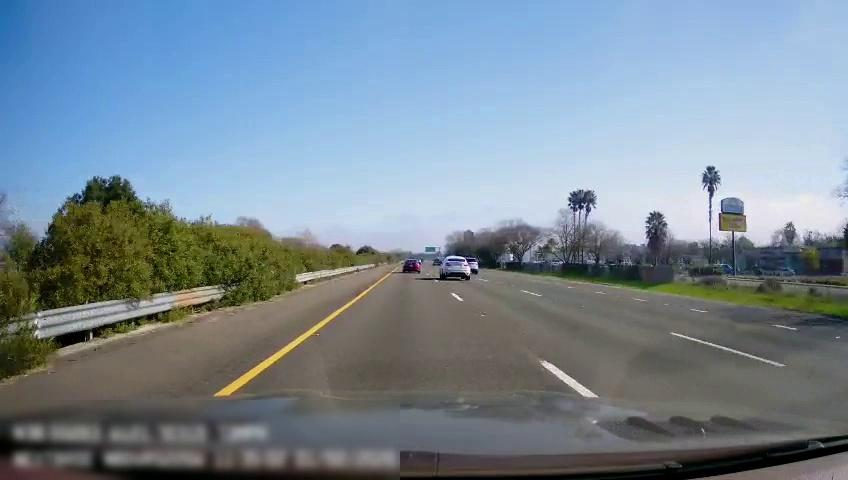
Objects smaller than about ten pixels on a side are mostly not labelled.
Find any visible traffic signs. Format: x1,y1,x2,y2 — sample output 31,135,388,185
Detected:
425,247,436,252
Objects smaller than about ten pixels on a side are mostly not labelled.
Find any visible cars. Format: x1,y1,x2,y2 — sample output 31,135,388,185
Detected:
402,258,420,273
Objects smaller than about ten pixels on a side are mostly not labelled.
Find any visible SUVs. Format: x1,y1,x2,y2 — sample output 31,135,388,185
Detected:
465,257,479,275
440,256,471,281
